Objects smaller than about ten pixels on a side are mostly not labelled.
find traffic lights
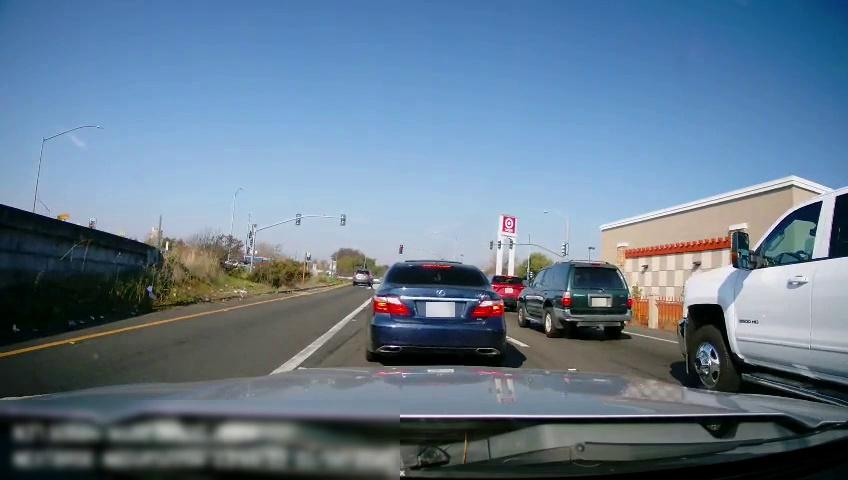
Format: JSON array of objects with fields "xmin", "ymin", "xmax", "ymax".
[
  {"xmin": 340, "ymin": 213, "xmax": 347, "ymax": 227},
  {"xmin": 489, "ymin": 240, "xmax": 494, "ymax": 251},
  {"xmin": 497, "ymin": 239, "xmax": 502, "ymax": 250},
  {"xmin": 561, "ymin": 243, "xmax": 567, "ymax": 257},
  {"xmin": 398, "ymin": 244, "xmax": 404, "ymax": 255},
  {"xmin": 509, "ymin": 238, "xmax": 514, "ymax": 251},
  {"xmin": 295, "ymin": 213, "xmax": 302, "ymax": 226}
]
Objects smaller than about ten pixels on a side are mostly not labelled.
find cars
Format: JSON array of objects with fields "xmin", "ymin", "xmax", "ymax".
[{"xmin": 364, "ymin": 259, "xmax": 508, "ymax": 363}]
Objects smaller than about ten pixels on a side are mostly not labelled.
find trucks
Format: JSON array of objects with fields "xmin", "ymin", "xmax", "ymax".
[{"xmin": 675, "ymin": 185, "xmax": 848, "ymax": 409}]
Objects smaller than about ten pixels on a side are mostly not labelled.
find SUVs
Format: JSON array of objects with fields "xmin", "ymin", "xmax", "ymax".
[
  {"xmin": 517, "ymin": 260, "xmax": 633, "ymax": 339},
  {"xmin": 352, "ymin": 270, "xmax": 373, "ymax": 287},
  {"xmin": 484, "ymin": 274, "xmax": 530, "ymax": 312}
]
